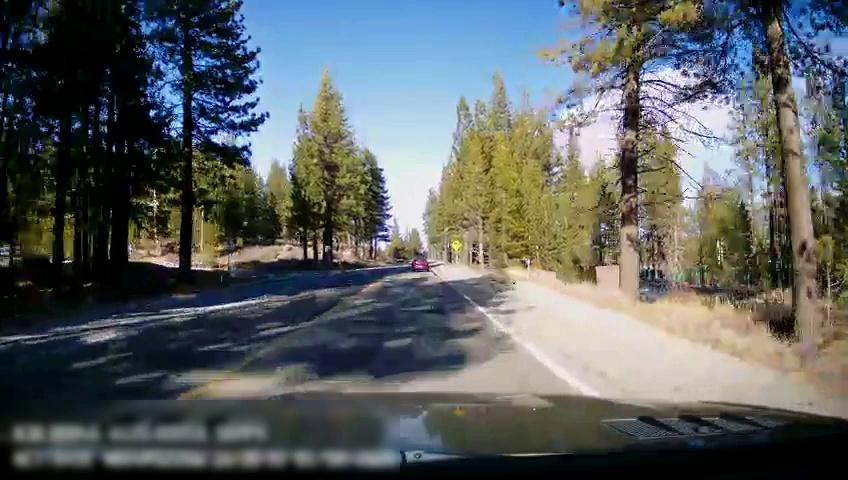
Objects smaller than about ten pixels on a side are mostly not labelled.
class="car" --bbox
[411,258,429,274]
